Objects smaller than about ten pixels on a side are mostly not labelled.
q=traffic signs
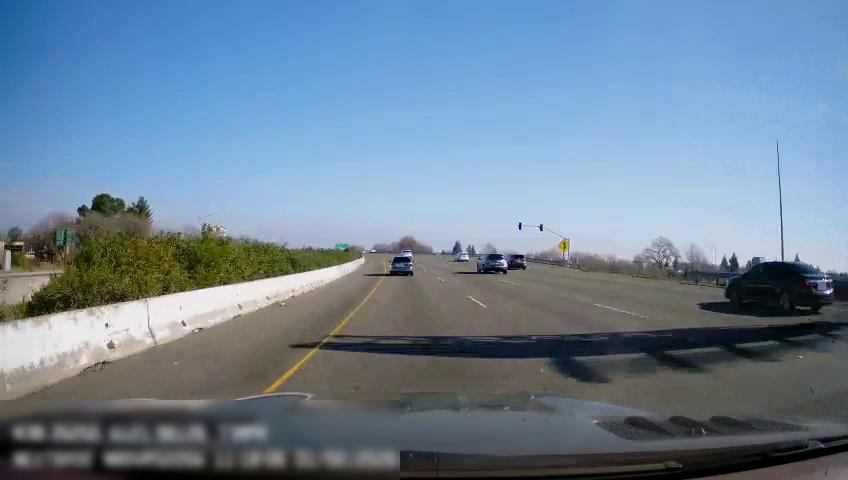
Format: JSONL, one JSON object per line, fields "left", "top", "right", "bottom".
{"left": 557, "top": 237, "right": 571, "bottom": 252}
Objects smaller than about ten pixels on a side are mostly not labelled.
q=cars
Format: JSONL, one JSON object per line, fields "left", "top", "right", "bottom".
{"left": 454, "top": 251, "right": 470, "bottom": 263}
{"left": 724, "top": 261, "right": 834, "bottom": 316}
{"left": 390, "top": 256, "right": 414, "bottom": 276}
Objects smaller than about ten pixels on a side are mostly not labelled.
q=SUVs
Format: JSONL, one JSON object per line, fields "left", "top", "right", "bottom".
{"left": 400, "top": 249, "right": 412, "bottom": 257}
{"left": 477, "top": 253, "right": 508, "bottom": 275}
{"left": 504, "top": 253, "right": 527, "bottom": 270}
